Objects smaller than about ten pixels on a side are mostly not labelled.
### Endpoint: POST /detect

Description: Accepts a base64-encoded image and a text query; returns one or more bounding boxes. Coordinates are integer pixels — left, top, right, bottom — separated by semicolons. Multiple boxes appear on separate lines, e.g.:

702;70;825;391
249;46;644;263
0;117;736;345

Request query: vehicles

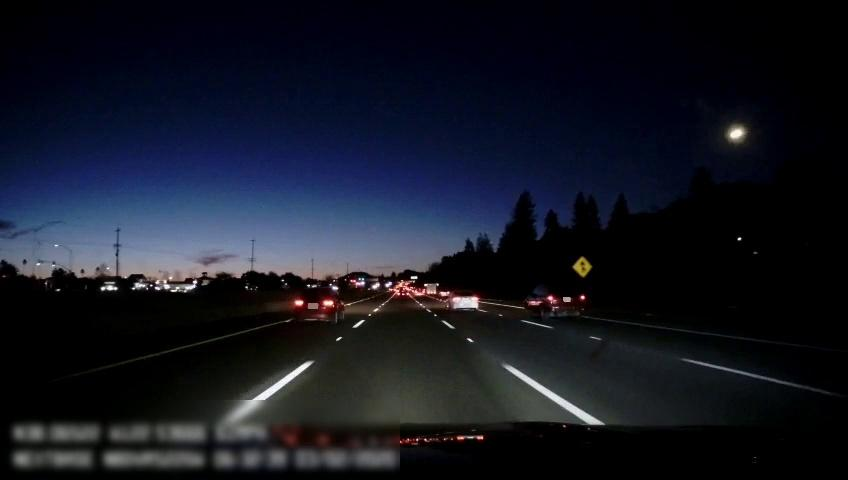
426;283;437;297
293;286;346;328
444;290;479;314
522;281;586;321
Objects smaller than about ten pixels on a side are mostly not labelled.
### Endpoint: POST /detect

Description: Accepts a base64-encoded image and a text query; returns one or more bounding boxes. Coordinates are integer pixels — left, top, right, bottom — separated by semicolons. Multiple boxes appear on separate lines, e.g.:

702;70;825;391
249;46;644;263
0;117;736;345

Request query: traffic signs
571;256;593;278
